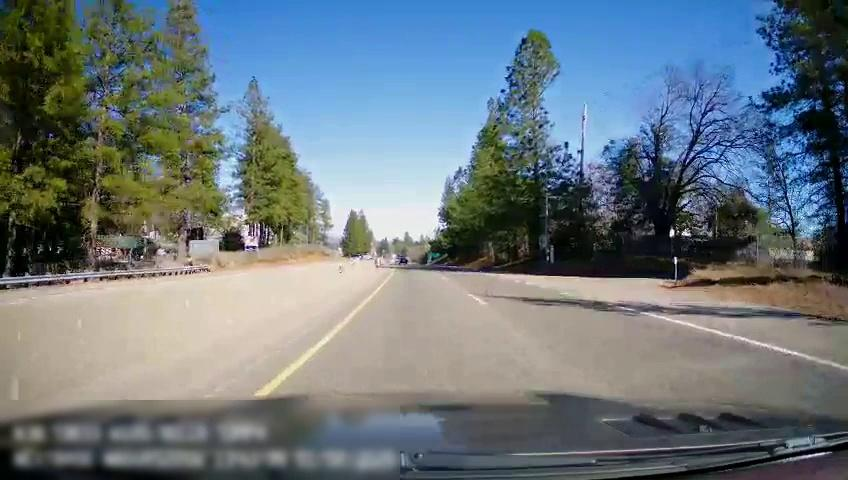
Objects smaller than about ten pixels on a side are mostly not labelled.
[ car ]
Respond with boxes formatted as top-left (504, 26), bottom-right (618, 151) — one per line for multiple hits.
top-left (397, 255), bottom-right (408, 265)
